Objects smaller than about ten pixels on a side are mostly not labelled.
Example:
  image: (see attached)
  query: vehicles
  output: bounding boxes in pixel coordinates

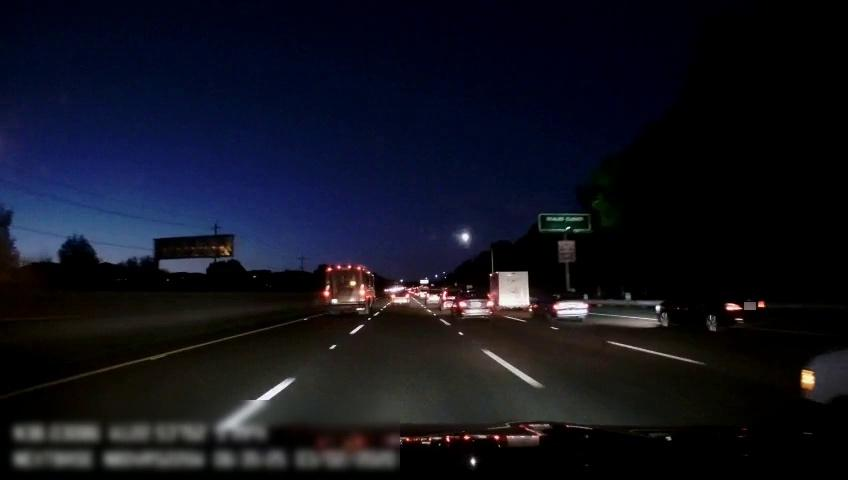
[530,294,589,324]
[318,263,377,319]
[425,294,440,306]
[440,289,462,312]
[451,293,494,321]
[391,287,410,304]
[487,271,530,312]
[654,284,767,332]
[799,348,848,417]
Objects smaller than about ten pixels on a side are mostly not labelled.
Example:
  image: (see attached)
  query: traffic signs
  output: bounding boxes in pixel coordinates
[537,212,593,234]
[557,239,577,264]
